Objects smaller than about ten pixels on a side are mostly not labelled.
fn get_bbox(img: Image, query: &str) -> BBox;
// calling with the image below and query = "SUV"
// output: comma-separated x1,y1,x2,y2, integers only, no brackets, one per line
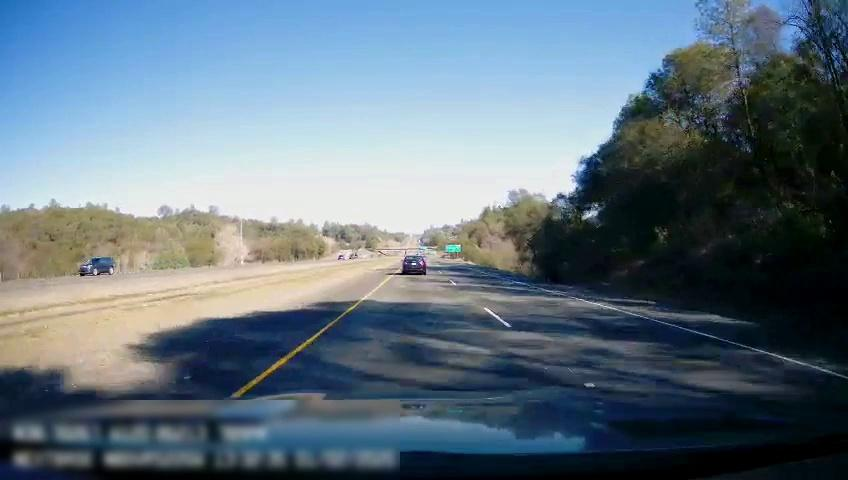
78,256,117,277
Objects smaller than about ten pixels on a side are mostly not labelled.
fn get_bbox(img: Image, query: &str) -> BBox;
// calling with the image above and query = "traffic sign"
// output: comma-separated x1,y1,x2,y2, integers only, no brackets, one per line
447,245,461,252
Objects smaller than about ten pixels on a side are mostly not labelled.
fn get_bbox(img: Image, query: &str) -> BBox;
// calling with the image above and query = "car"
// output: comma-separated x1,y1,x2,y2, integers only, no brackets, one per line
402,256,426,274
